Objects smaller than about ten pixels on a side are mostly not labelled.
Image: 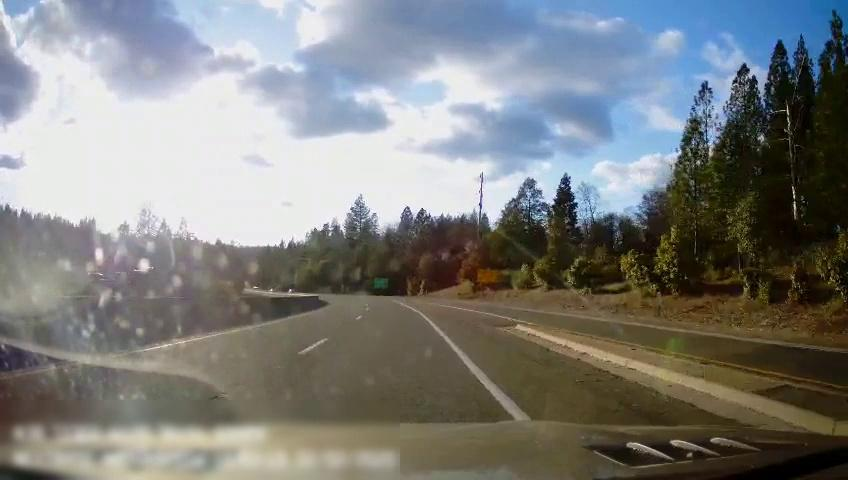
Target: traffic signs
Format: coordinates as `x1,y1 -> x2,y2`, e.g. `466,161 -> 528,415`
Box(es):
476,268 -> 497,283
374,277 -> 388,289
